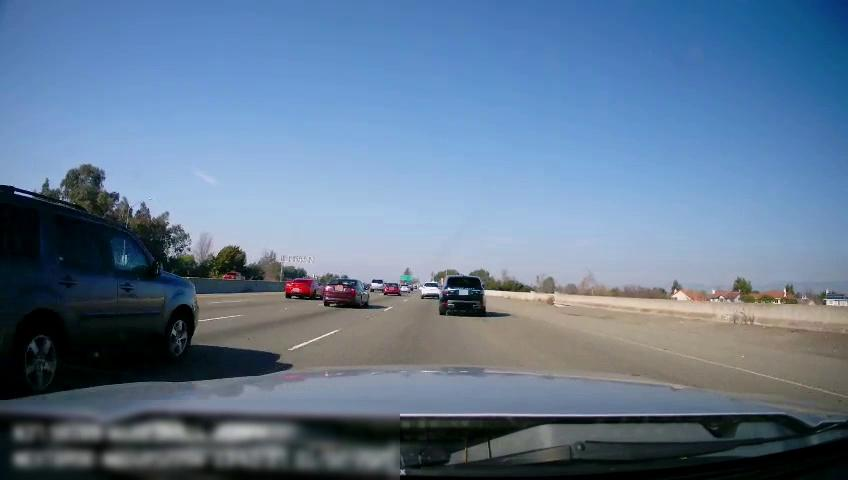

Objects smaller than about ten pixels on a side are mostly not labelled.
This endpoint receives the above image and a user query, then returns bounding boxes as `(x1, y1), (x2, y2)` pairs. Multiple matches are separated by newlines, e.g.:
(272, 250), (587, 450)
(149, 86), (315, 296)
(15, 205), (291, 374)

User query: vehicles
(370, 279), (385, 292)
(420, 281), (441, 300)
(222, 271), (246, 281)
(383, 282), (402, 296)
(439, 274), (487, 318)
(284, 278), (328, 301)
(0, 184), (199, 396)
(323, 278), (370, 309)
